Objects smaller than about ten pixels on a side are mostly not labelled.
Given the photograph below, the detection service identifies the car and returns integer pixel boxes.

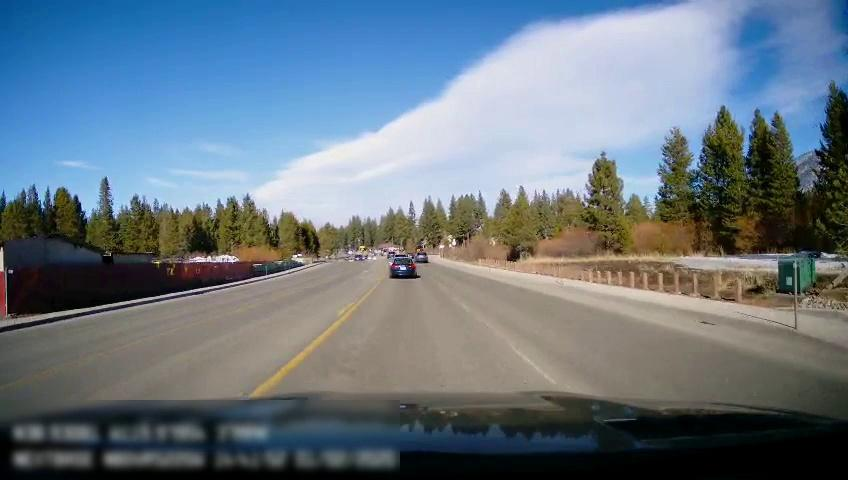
[389,255,416,278]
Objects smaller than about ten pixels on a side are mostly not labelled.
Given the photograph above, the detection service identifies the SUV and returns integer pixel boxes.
[417,252,430,264]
